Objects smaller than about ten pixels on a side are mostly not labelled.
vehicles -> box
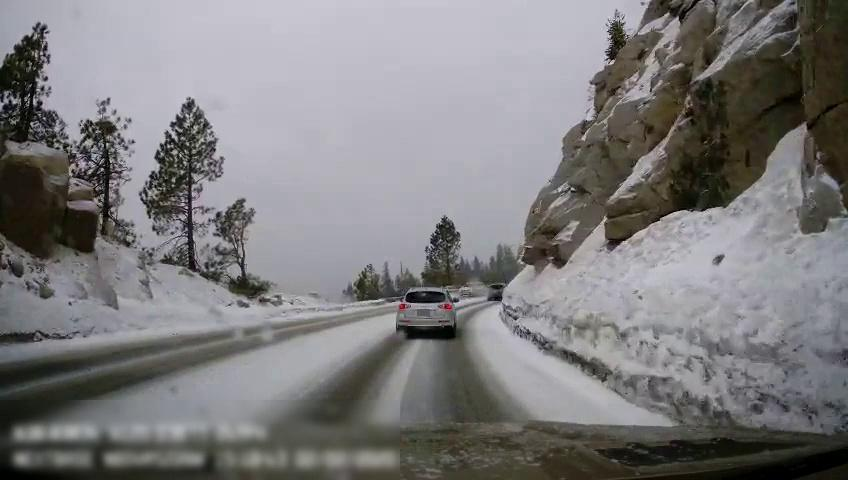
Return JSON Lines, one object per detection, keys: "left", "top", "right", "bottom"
{"left": 459, "top": 281, "right": 485, "bottom": 299}
{"left": 396, "top": 288, "right": 460, "bottom": 338}
{"left": 487, "top": 283, "right": 506, "bottom": 301}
